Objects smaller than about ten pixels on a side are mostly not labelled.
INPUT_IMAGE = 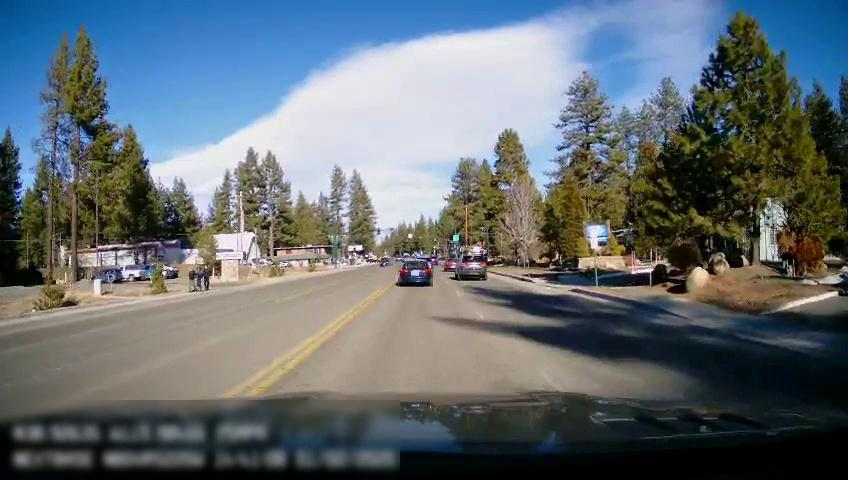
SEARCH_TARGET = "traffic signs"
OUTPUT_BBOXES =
[590,227,600,249]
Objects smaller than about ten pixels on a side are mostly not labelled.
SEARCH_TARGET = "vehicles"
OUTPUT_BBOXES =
[116,264,144,284]
[456,254,488,281]
[398,259,432,286]
[92,266,123,284]
[379,257,391,267]
[143,262,178,279]
[443,258,458,272]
